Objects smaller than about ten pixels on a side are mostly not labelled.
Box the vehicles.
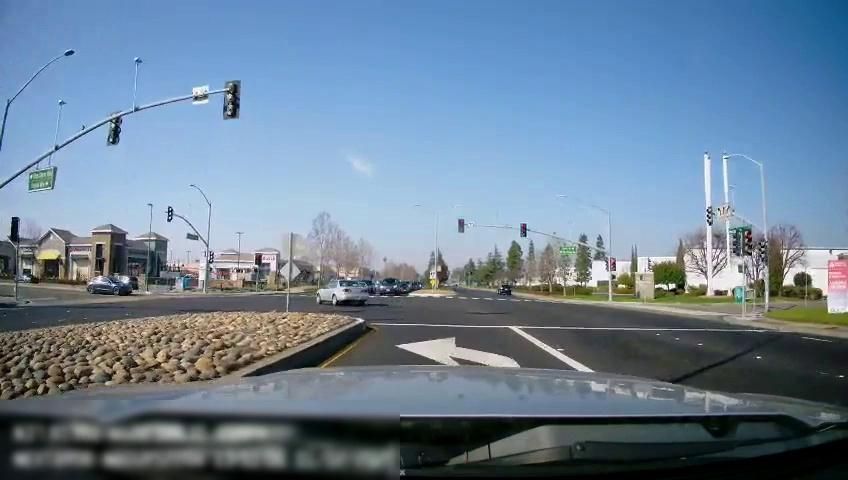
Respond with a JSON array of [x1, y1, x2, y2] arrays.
[[378, 278, 400, 296], [315, 278, 370, 305], [496, 284, 512, 296], [87, 276, 131, 296], [363, 279, 376, 296], [400, 280, 409, 294], [111, 275, 139, 291]]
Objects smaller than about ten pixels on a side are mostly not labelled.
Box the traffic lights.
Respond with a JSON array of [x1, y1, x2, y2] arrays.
[[759, 241, 767, 263], [222, 79, 242, 120], [705, 207, 713, 226], [730, 230, 739, 257], [457, 218, 465, 234], [208, 252, 215, 264], [105, 113, 123, 145], [167, 205, 173, 220], [519, 222, 528, 238], [610, 257, 617, 272], [742, 228, 753, 255], [605, 259, 610, 273], [10, 216, 20, 242]]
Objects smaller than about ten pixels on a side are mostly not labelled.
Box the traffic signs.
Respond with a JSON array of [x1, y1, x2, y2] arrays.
[[728, 225, 753, 231], [27, 164, 57, 193], [559, 246, 578, 255], [716, 207, 731, 217]]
